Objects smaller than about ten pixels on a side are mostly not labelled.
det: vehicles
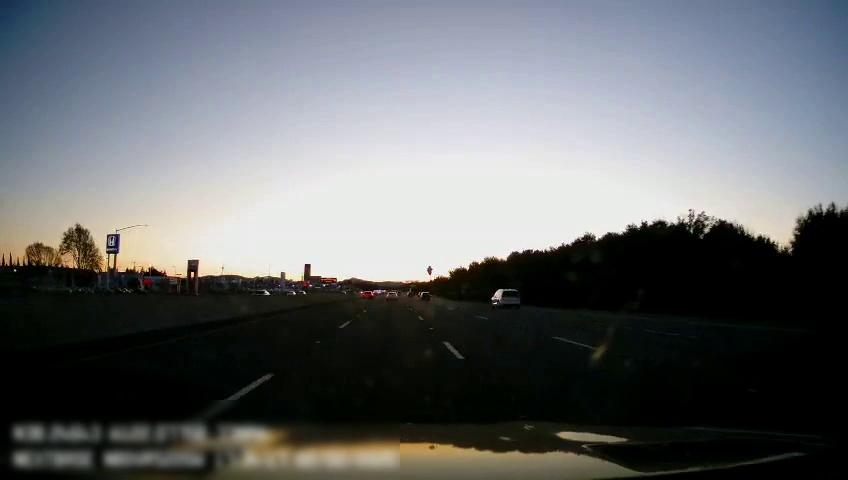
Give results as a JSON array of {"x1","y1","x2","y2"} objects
[
  {"x1": 296, "y1": 291, "x2": 307, "y2": 297},
  {"x1": 420, "y1": 292, "x2": 431, "y2": 300},
  {"x1": 362, "y1": 291, "x2": 374, "y2": 300},
  {"x1": 386, "y1": 291, "x2": 398, "y2": 301},
  {"x1": 490, "y1": 289, "x2": 521, "y2": 309},
  {"x1": 286, "y1": 291, "x2": 297, "y2": 297},
  {"x1": 253, "y1": 290, "x2": 270, "y2": 297}
]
